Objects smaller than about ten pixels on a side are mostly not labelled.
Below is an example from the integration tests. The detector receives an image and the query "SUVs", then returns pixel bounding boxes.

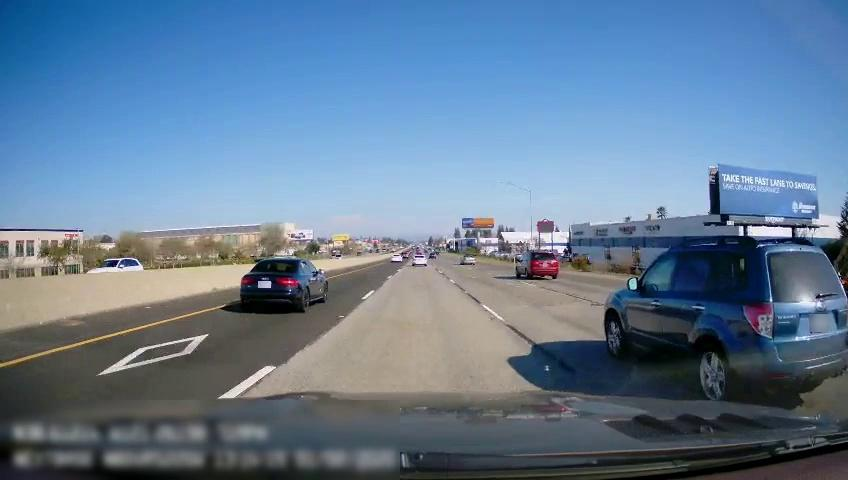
[602,235,848,404]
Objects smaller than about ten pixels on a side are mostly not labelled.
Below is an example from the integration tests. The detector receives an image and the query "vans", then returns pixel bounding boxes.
[515,250,560,280]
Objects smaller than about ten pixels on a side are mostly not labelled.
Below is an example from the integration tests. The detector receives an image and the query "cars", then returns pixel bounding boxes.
[460,255,476,266]
[391,253,403,263]
[412,254,428,267]
[87,256,145,274]
[239,256,330,314]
